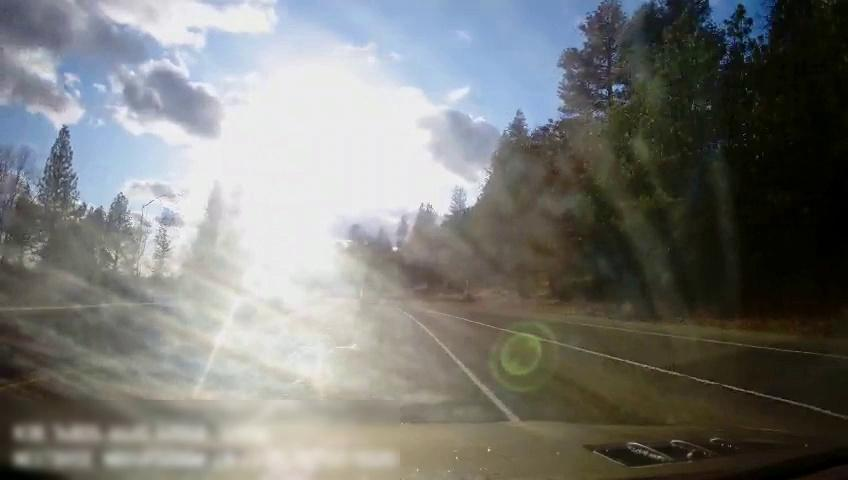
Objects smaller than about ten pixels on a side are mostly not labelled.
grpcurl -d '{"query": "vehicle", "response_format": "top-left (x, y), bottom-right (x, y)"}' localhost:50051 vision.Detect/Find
top-left (358, 286), bottom-right (380, 308)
